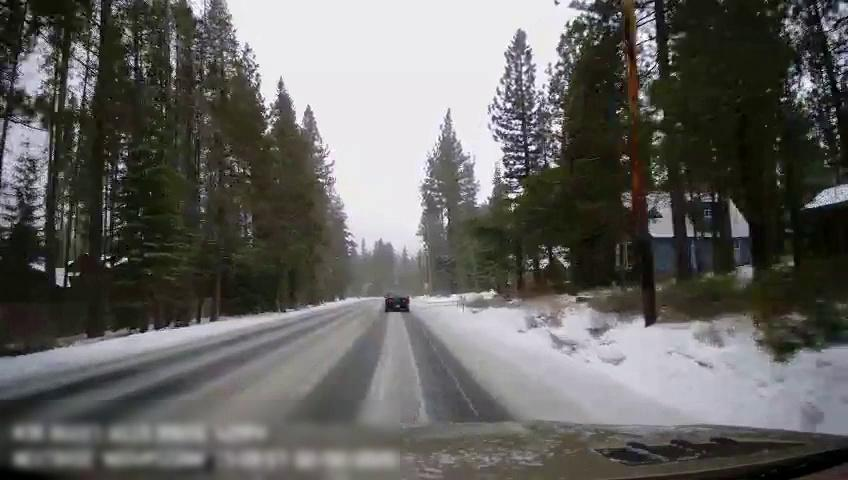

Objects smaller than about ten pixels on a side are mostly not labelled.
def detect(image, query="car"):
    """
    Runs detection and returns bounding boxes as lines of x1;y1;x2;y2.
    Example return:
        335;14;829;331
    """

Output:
383;289;411;313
